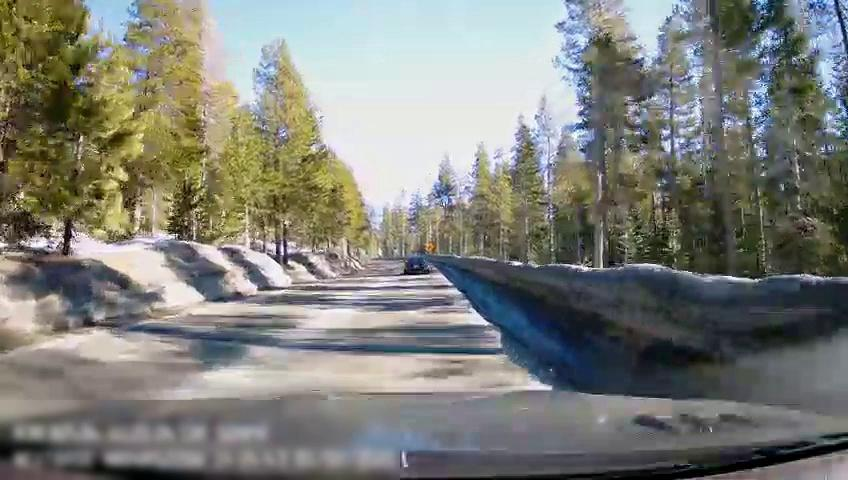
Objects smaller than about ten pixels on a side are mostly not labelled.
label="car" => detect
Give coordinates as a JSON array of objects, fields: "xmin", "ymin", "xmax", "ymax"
[{"xmin": 403, "ymin": 256, "xmax": 431, "ymax": 276}]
